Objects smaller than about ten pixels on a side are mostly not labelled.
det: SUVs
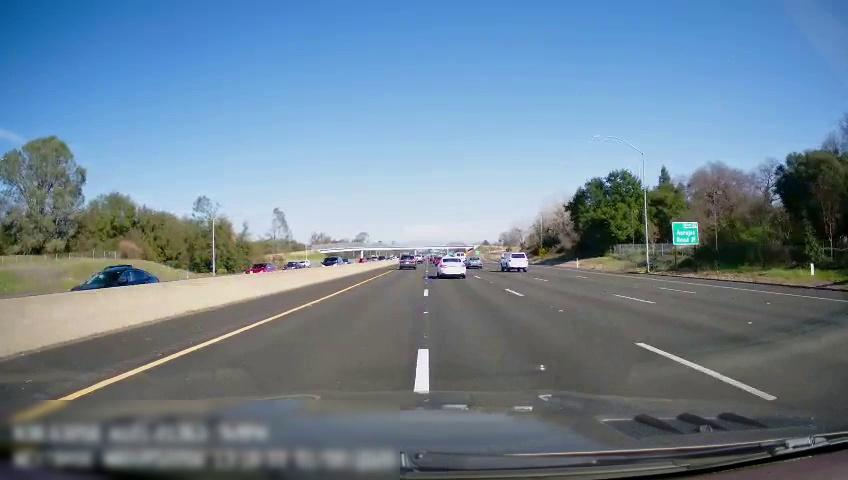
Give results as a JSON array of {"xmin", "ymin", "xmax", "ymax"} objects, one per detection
[
  {"xmin": 320, "ymin": 256, "xmax": 343, "ymax": 269},
  {"xmin": 500, "ymin": 253, "xmax": 528, "ymax": 272},
  {"xmin": 398, "ymin": 254, "xmax": 417, "ymax": 271},
  {"xmin": 245, "ymin": 262, "xmax": 273, "ymax": 275}
]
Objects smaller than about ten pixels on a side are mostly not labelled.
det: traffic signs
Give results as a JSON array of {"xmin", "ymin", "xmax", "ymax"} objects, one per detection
[{"xmin": 671, "ymin": 221, "xmax": 700, "ymax": 246}]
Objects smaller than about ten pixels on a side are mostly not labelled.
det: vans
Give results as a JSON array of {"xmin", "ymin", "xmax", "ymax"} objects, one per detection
[{"xmin": 454, "ymin": 252, "xmax": 467, "ymax": 265}]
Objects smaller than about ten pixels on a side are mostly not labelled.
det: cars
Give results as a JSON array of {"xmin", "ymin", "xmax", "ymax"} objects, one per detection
[
  {"xmin": 71, "ymin": 267, "xmax": 159, "ymax": 293},
  {"xmin": 436, "ymin": 257, "xmax": 467, "ymax": 279},
  {"xmin": 466, "ymin": 257, "xmax": 483, "ymax": 270}
]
